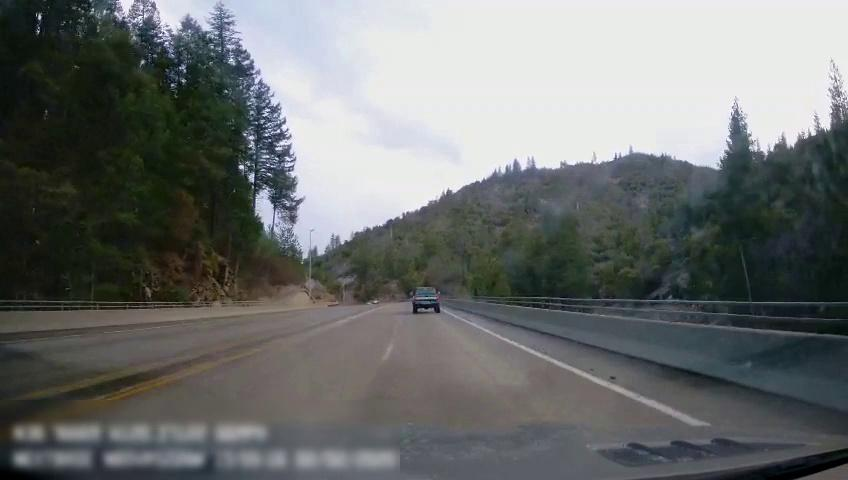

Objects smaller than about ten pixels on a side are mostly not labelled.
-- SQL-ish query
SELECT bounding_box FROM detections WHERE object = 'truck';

[412,286,441,314]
